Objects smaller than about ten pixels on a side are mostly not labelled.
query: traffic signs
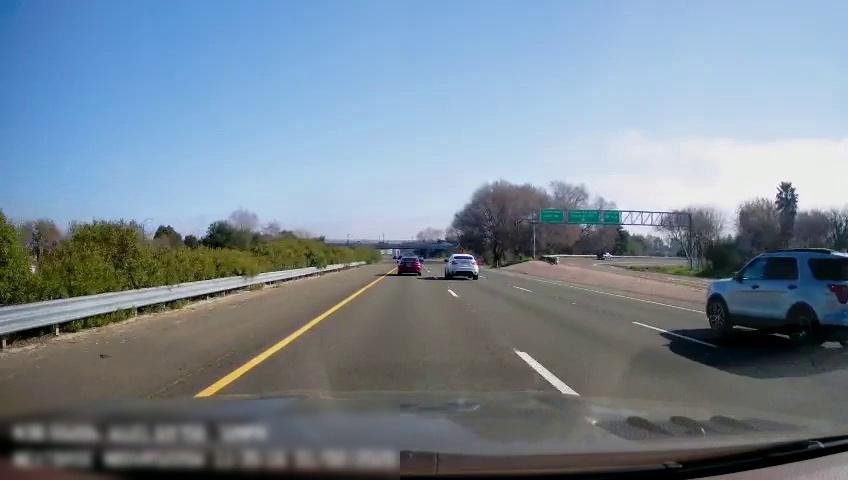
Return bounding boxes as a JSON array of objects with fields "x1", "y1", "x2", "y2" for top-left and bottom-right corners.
[
  {"x1": 539, "y1": 208, "x2": 565, "y2": 224},
  {"x1": 567, "y1": 208, "x2": 600, "y2": 224},
  {"x1": 603, "y1": 210, "x2": 621, "y2": 224}
]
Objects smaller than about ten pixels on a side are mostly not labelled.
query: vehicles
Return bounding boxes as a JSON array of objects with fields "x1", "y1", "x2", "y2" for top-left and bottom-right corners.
[
  {"x1": 595, "y1": 251, "x2": 611, "y2": 261},
  {"x1": 397, "y1": 256, "x2": 422, "y2": 276},
  {"x1": 442, "y1": 253, "x2": 479, "y2": 281},
  {"x1": 706, "y1": 248, "x2": 848, "y2": 354}
]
